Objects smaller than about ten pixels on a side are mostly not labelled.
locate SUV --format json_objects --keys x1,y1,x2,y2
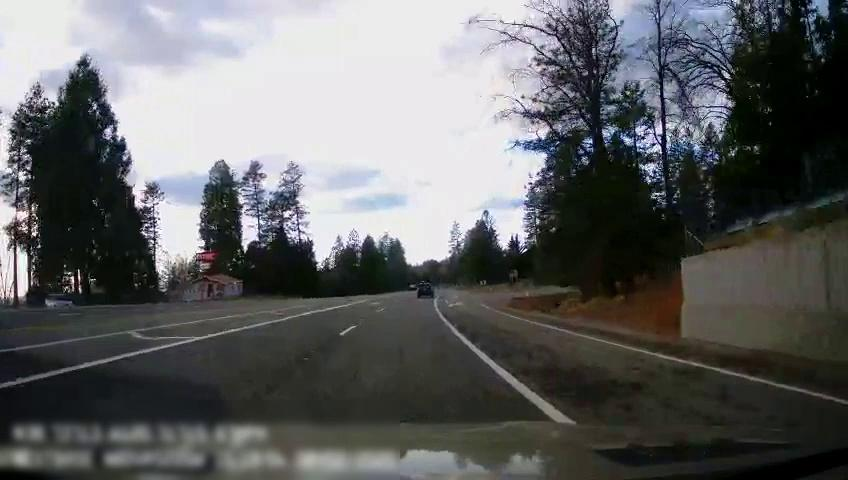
[{"x1": 416, "y1": 282, "x2": 434, "y2": 298}]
